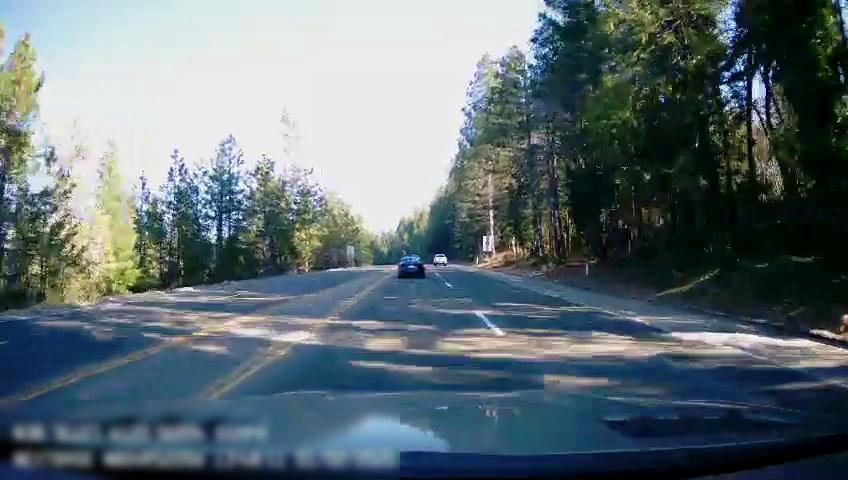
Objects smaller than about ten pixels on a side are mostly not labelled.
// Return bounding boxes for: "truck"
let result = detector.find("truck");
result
[432,253,448,267]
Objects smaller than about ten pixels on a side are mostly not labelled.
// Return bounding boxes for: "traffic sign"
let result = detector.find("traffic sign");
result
[482,234,493,252]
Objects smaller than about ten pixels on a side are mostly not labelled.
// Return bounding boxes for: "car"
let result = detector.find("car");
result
[398,256,426,280]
